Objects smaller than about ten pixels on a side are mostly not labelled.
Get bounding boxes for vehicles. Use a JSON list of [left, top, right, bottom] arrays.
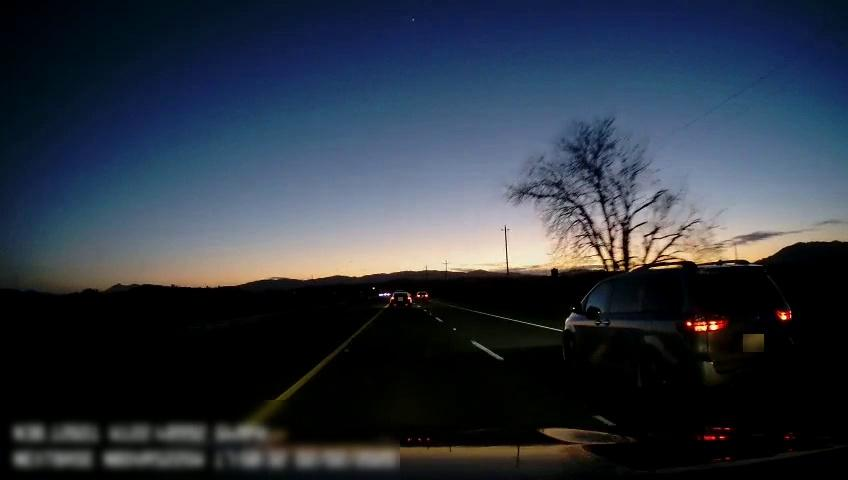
[[415, 291, 429, 304], [390, 291, 413, 311], [562, 265, 795, 402]]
